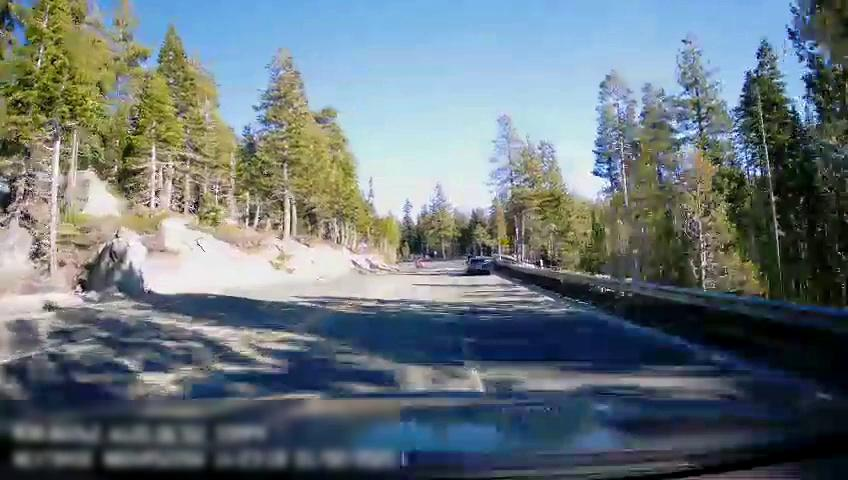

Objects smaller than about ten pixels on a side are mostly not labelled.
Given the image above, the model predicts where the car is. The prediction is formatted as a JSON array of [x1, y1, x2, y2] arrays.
[[466, 255, 490, 275]]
